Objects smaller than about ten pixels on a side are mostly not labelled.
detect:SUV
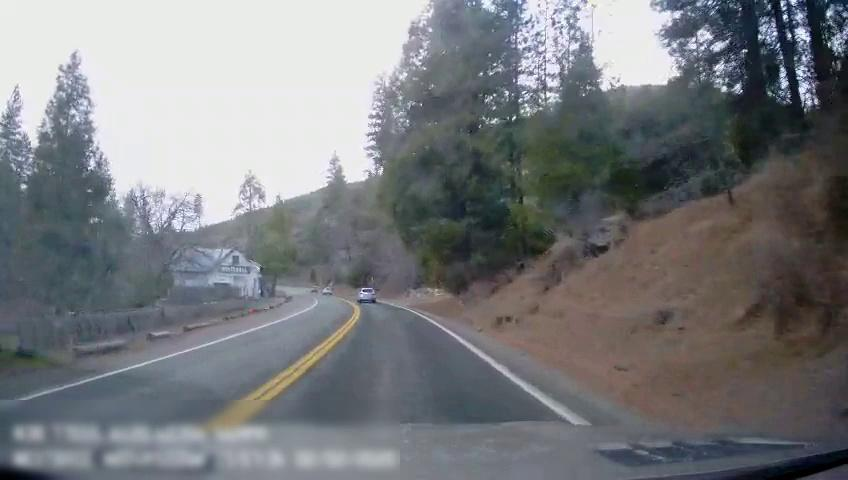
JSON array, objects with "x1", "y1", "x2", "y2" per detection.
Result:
[{"x1": 322, "y1": 287, "x2": 333, "y2": 296}]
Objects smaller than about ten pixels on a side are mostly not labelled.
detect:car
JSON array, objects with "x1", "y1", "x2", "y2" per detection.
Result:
[{"x1": 358, "y1": 288, "x2": 377, "y2": 304}]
